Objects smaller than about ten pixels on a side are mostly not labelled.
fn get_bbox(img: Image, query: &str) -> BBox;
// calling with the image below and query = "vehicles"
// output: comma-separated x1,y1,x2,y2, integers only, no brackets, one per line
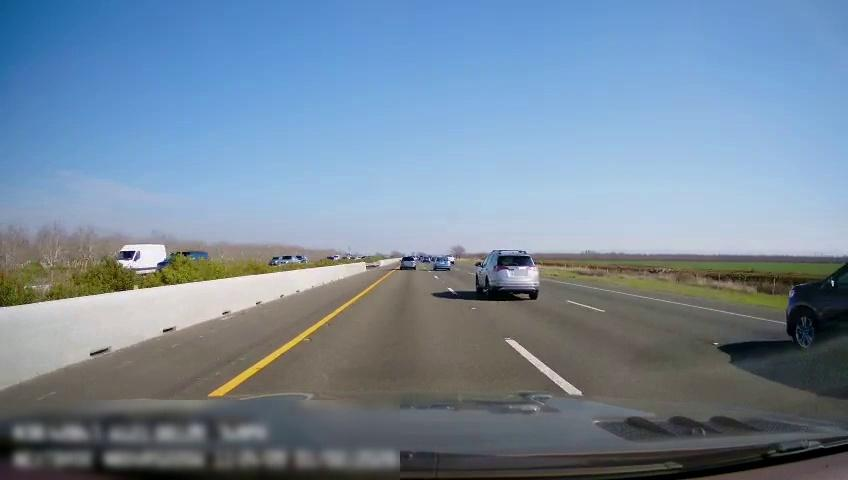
784,261,848,352
277,255,300,265
114,244,167,274
156,251,208,273
400,256,417,270
475,248,541,301
433,257,451,272
268,256,282,265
